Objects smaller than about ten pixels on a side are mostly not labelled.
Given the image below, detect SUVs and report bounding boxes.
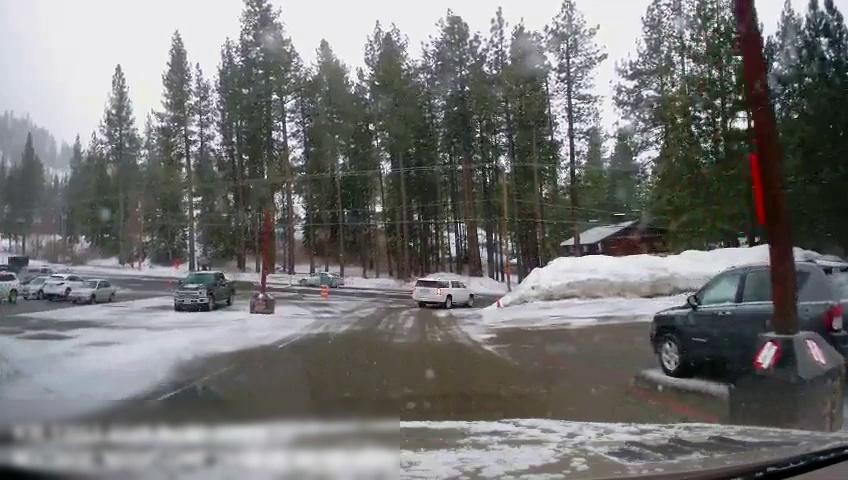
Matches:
[42,273,83,301]
[648,260,848,379]
[0,271,20,305]
[411,278,476,310]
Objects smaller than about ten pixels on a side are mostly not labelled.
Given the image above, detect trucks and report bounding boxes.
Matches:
[174,271,235,312]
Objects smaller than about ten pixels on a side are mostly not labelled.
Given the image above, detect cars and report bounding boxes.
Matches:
[71,277,115,304]
[297,272,344,289]
[22,276,50,301]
